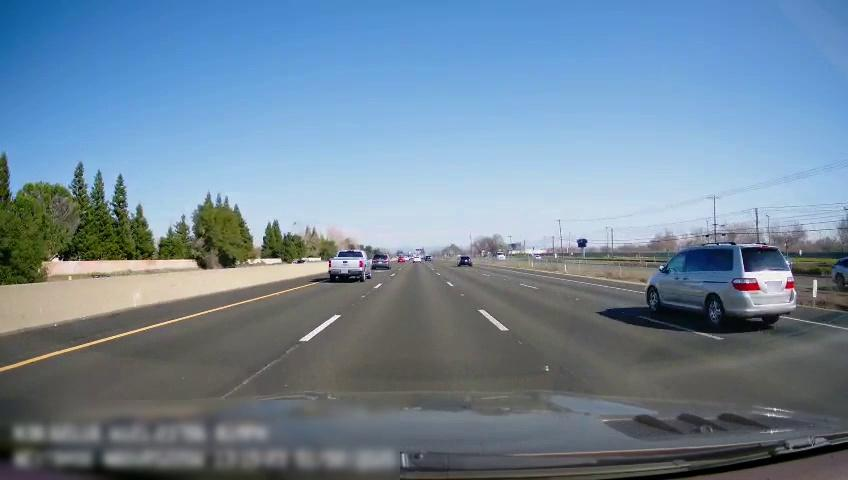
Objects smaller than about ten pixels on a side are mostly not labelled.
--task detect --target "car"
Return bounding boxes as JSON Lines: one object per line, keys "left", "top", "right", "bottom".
{"left": 830, "top": 256, "right": 848, "bottom": 291}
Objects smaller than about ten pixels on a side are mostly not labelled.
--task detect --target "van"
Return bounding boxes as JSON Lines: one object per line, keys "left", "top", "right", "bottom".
{"left": 645, "top": 241, "right": 797, "bottom": 331}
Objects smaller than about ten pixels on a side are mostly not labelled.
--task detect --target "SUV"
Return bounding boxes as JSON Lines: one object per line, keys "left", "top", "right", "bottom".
{"left": 371, "top": 254, "right": 390, "bottom": 271}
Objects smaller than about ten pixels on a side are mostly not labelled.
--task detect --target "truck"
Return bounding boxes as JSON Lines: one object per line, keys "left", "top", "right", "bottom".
{"left": 327, "top": 249, "right": 373, "bottom": 283}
